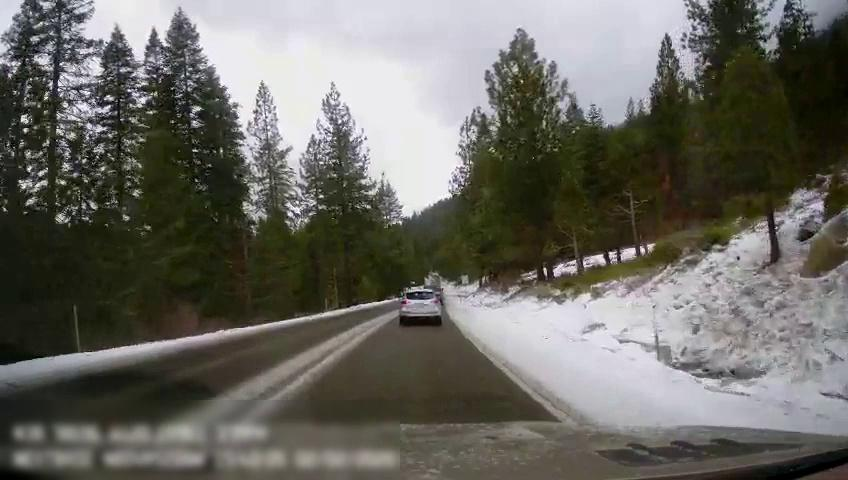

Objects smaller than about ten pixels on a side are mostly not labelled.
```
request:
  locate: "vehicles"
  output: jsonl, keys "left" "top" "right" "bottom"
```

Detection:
{"left": 422, "top": 285, "right": 443, "bottom": 305}
{"left": 399, "top": 289, "right": 441, "bottom": 325}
